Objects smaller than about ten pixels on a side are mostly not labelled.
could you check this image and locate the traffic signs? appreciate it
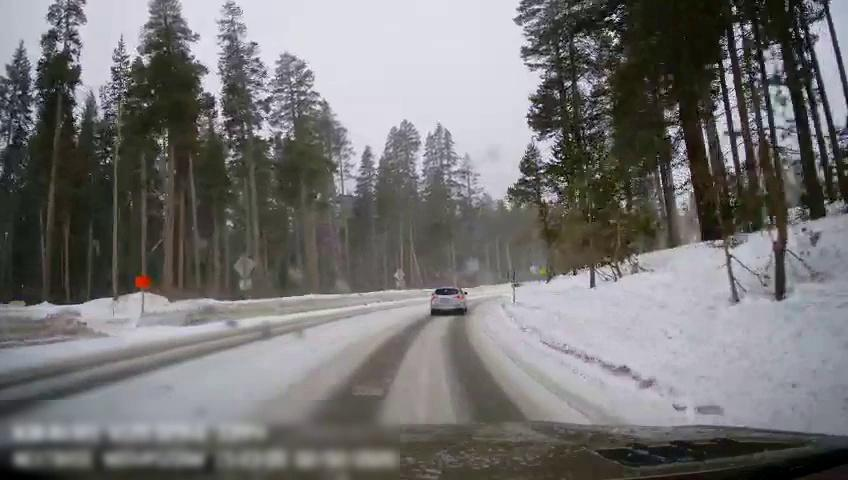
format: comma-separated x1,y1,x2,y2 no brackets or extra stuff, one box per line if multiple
238,280,254,292
231,252,257,280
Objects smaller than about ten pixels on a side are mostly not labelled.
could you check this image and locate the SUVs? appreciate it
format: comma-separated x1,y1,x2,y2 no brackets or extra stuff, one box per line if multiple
430,285,468,316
